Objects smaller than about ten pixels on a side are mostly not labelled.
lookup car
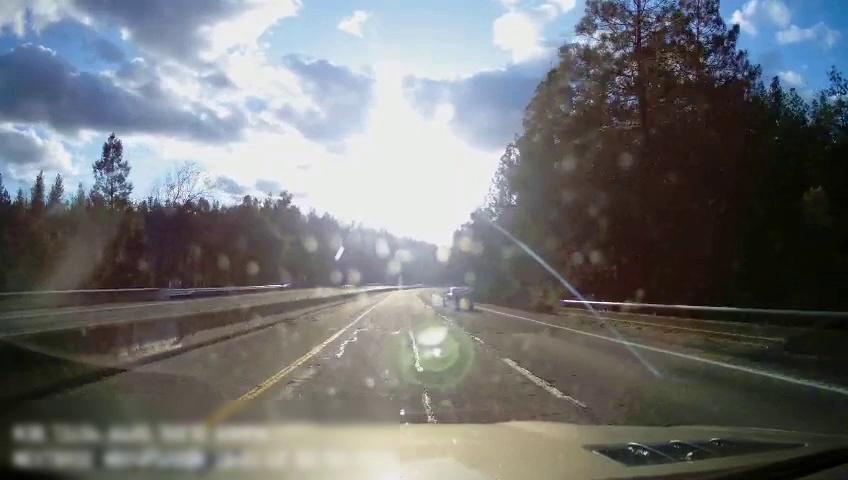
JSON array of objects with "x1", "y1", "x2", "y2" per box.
[{"x1": 443, "y1": 285, "x2": 474, "y2": 312}]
